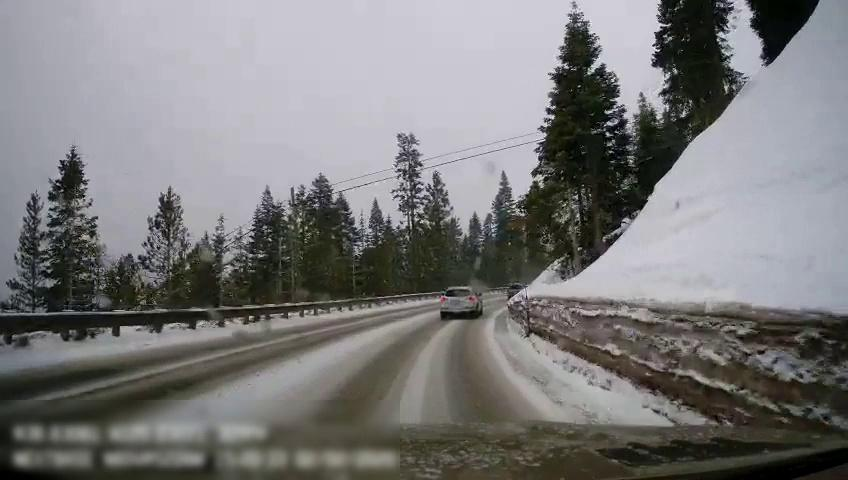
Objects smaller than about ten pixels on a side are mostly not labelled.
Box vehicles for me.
[507,283,527,301]
[439,286,484,321]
